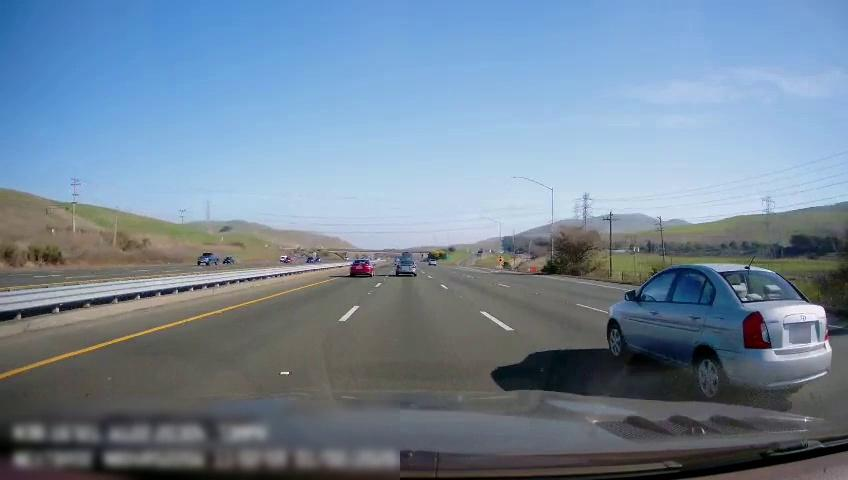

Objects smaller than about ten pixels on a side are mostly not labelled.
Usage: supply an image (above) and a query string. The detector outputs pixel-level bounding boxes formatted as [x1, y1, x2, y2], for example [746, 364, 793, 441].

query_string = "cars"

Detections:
[395, 254, 417, 277]
[284, 257, 296, 264]
[604, 262, 834, 401]
[222, 256, 236, 265]
[349, 258, 377, 278]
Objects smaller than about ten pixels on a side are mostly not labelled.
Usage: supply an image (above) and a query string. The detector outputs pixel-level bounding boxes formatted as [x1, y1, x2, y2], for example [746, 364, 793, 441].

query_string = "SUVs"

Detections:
[197, 252, 220, 266]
